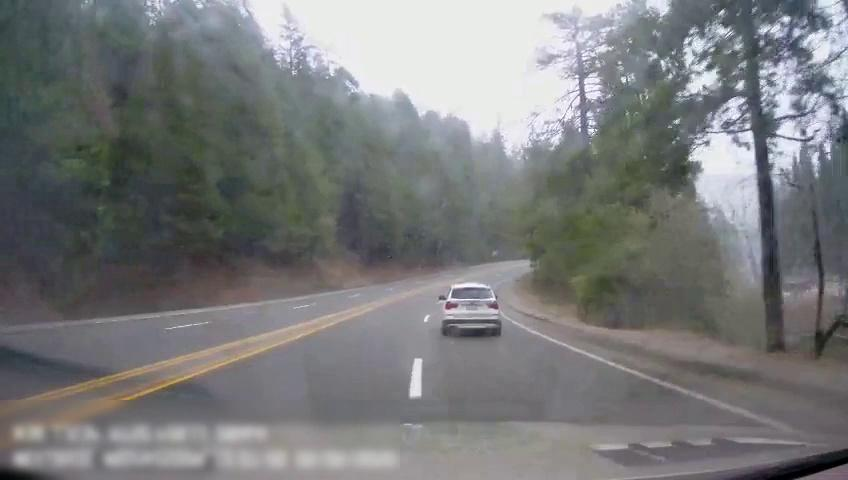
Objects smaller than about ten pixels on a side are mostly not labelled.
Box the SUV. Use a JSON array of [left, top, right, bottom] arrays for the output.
[[438, 282, 501, 336]]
